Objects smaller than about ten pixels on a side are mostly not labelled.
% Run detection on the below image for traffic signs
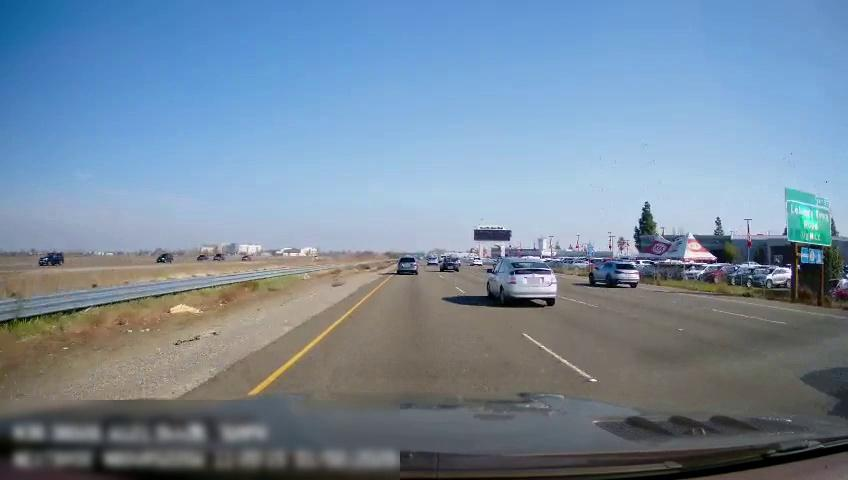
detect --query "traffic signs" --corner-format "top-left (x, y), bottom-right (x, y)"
top-left (784, 186), bottom-right (832, 247)
top-left (800, 246), bottom-right (824, 265)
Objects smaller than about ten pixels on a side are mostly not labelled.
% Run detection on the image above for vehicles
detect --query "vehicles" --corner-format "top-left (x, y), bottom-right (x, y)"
top-left (396, 257), bottom-right (419, 275)
top-left (439, 256), bottom-right (460, 272)
top-left (212, 253), bottom-right (225, 262)
top-left (469, 256), bottom-right (483, 266)
top-left (486, 256), bottom-right (558, 308)
top-left (426, 256), bottom-right (439, 266)
top-left (588, 260), bottom-right (640, 288)
top-left (38, 252), bottom-right (65, 267)
top-left (196, 254), bottom-right (210, 262)
top-left (156, 253), bottom-right (174, 264)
